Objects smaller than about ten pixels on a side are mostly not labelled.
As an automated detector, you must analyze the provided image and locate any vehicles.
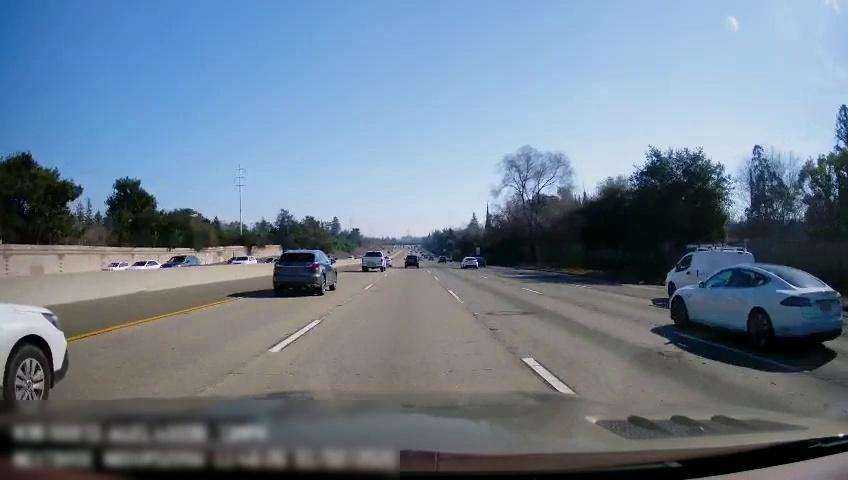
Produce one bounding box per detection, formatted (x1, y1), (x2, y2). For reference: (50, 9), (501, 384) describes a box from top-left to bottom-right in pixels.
(271, 249), (339, 296)
(404, 255), (420, 269)
(665, 244), (756, 301)
(159, 253), (201, 269)
(100, 261), (132, 272)
(0, 300), (72, 418)
(382, 256), (393, 268)
(230, 255), (259, 265)
(123, 260), (163, 270)
(261, 256), (282, 264)
(361, 250), (389, 273)
(461, 256), (478, 270)
(667, 262), (845, 351)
